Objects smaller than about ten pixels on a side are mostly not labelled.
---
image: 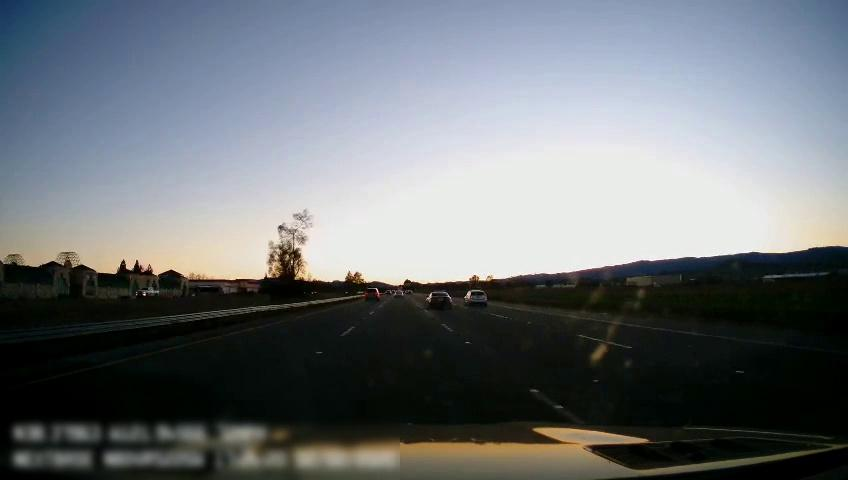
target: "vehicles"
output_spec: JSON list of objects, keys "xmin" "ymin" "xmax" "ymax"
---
[
  {"xmin": 136, "ymin": 286, "xmax": 160, "ymax": 299},
  {"xmin": 425, "ymin": 292, "xmax": 452, "ymax": 310},
  {"xmin": 463, "ymin": 290, "xmax": 488, "ymax": 308},
  {"xmin": 364, "ymin": 289, "xmax": 381, "ymax": 303},
  {"xmin": 394, "ymin": 290, "xmax": 404, "ymax": 299}
]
